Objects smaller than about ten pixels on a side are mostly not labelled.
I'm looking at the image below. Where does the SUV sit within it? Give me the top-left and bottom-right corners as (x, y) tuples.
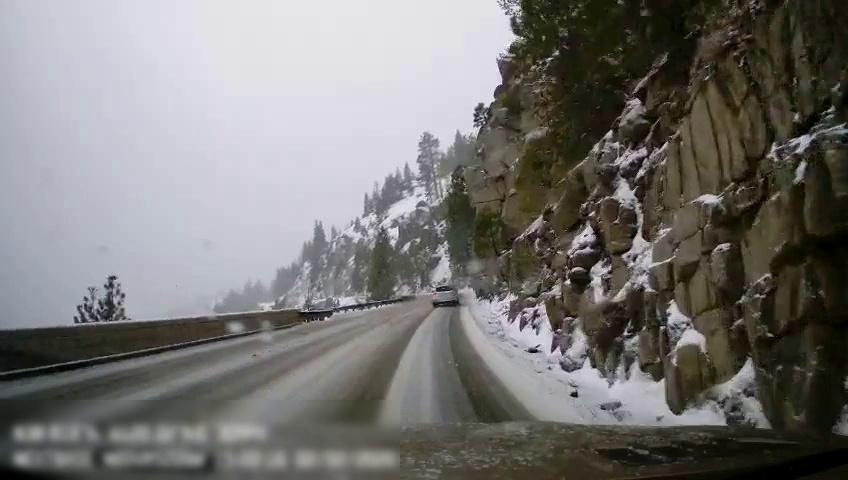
(431, 284), (461, 307)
